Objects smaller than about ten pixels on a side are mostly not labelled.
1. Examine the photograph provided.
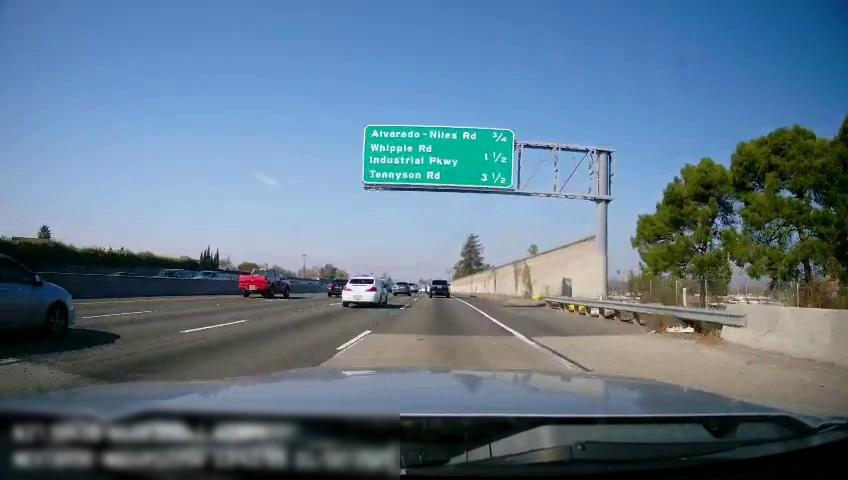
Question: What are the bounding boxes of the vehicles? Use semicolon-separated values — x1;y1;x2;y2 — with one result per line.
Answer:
341;276;389;308
327;277;354;300
406;283;419;294
392;281;411;296
429;279;452;299
239;268;291;300
0;253;76;341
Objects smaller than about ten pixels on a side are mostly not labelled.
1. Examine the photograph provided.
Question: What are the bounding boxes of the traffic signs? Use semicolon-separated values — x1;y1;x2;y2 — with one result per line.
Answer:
361;123;516;194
